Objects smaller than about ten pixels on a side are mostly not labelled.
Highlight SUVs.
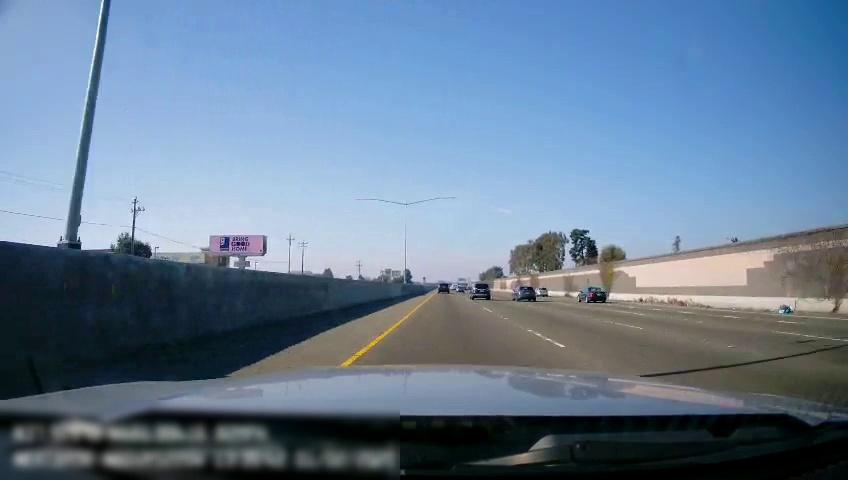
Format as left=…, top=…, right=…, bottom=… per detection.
left=470, top=283, right=491, bottom=300
left=437, top=282, right=450, bottom=294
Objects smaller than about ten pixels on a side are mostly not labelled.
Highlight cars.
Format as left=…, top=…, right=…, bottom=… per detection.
left=576, top=286, right=608, bottom=303
left=511, top=286, right=537, bottom=301
left=536, top=287, right=549, bottom=297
